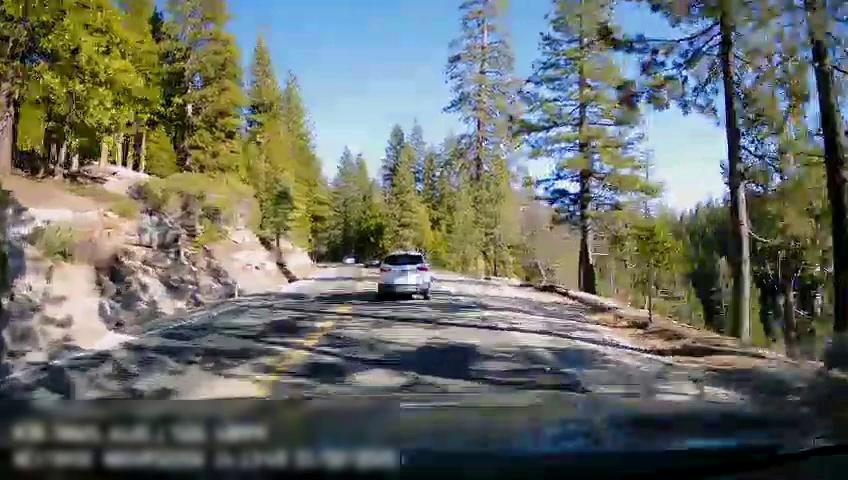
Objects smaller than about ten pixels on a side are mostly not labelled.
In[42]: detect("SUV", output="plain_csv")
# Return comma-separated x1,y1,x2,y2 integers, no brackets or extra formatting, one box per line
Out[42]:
376,250,432,301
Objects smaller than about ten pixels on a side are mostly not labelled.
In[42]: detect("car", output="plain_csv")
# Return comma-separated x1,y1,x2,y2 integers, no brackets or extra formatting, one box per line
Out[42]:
363,256,381,268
